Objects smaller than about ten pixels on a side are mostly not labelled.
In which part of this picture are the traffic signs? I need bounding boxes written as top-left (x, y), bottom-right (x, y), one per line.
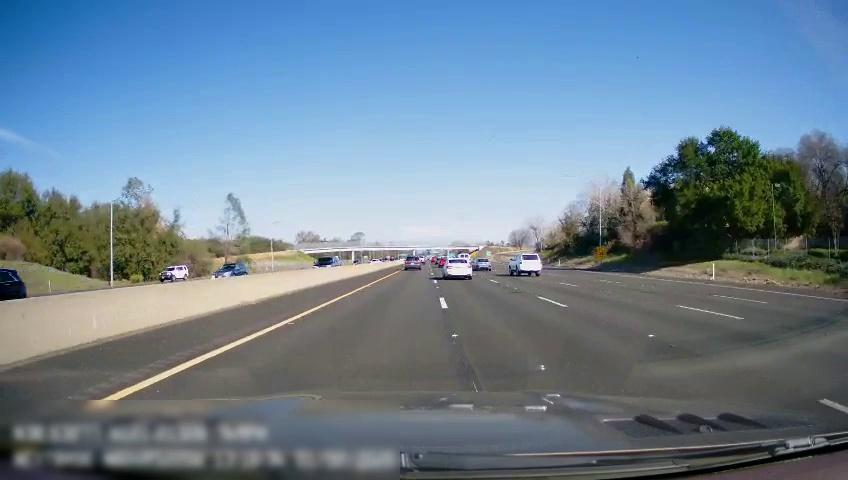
top-left (596, 245), bottom-right (609, 261)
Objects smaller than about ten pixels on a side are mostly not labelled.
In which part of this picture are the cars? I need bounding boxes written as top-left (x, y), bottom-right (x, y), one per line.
top-left (442, 258), bottom-right (473, 280)
top-left (472, 258), bottom-right (491, 271)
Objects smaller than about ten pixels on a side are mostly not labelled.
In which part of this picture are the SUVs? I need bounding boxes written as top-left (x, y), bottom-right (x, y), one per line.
top-left (311, 255), bottom-right (342, 270)
top-left (509, 253), bottom-right (542, 277)
top-left (403, 256), bottom-right (422, 271)
top-left (159, 265), bottom-right (189, 283)
top-left (0, 266), bottom-right (28, 301)
top-left (211, 262), bottom-right (250, 280)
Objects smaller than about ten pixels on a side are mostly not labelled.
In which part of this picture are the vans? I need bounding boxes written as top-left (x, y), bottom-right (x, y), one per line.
top-left (457, 254), bottom-right (470, 267)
